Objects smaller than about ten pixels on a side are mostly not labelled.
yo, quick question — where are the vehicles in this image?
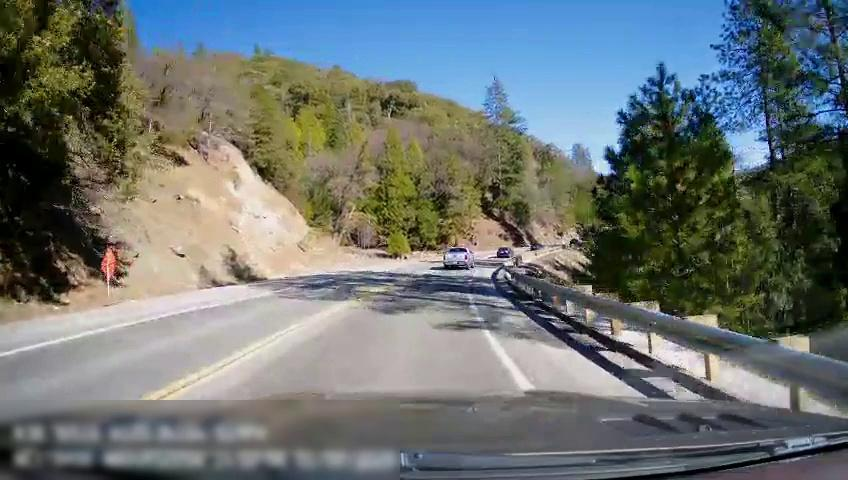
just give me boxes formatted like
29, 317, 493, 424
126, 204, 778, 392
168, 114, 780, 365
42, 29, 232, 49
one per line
496, 246, 513, 258
530, 243, 541, 251
443, 246, 475, 271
